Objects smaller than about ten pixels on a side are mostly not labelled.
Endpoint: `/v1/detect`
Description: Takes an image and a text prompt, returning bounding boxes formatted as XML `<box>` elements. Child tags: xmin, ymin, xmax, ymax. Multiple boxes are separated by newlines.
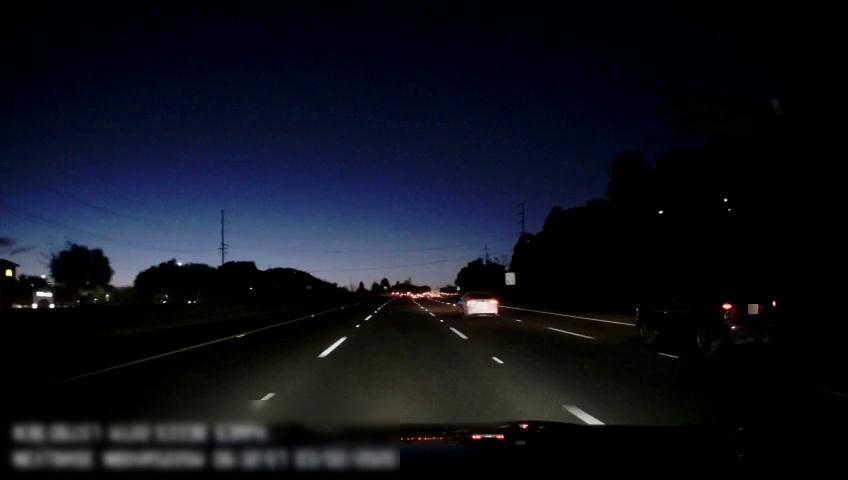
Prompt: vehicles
<box><xmin>456</xmin><ymin>291</ymin><xmax>498</xmax><ymax>319</ymax></box>
<box><xmin>430</xmin><ymin>285</ymin><xmax>440</xmax><ymax>300</ymax></box>
<box><xmin>634</xmin><ymin>272</ymin><xmax>778</xmax><ymax>359</ymax></box>
<box><xmin>186</xmin><ymin>297</ymin><xmax>201</xmax><ymax>305</ymax></box>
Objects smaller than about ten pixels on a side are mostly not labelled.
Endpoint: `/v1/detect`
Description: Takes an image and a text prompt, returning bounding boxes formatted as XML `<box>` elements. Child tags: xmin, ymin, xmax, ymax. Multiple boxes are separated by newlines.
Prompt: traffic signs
<box><xmin>504</xmin><ymin>272</ymin><xmax>516</xmax><ymax>286</ymax></box>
